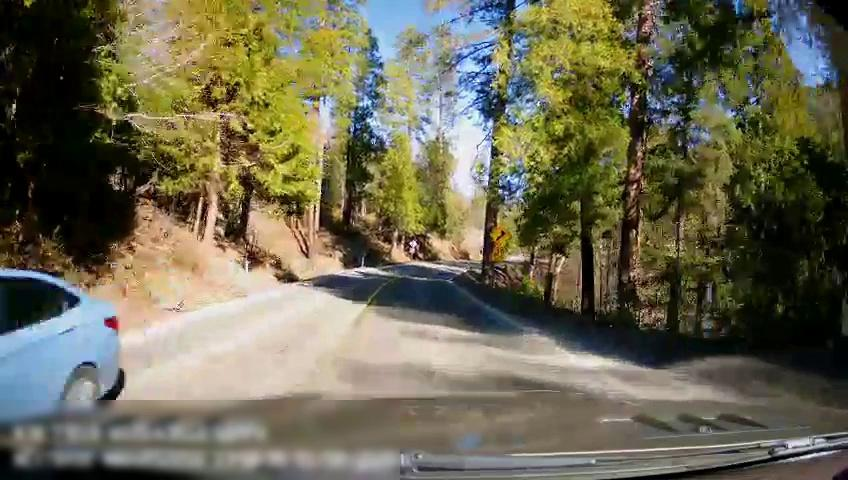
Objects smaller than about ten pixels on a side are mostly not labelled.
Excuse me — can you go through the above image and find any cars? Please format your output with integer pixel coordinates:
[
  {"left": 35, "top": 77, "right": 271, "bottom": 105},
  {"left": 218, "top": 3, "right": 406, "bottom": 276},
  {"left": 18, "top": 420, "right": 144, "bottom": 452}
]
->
[{"left": 0, "top": 269, "right": 127, "bottom": 421}]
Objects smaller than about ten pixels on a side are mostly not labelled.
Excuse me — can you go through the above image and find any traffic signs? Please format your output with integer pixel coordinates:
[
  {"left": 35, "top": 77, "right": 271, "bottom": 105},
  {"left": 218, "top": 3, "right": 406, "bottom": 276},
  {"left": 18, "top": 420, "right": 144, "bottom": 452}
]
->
[
  {"left": 494, "top": 246, "right": 507, "bottom": 261},
  {"left": 492, "top": 223, "right": 511, "bottom": 244}
]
